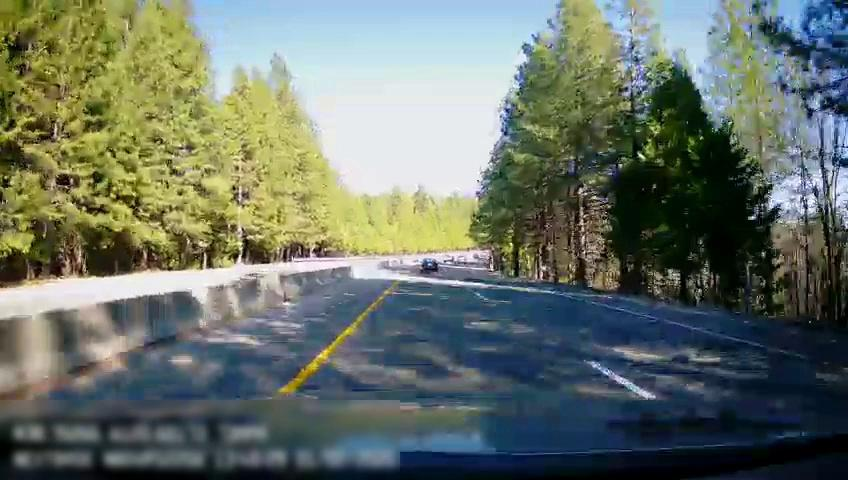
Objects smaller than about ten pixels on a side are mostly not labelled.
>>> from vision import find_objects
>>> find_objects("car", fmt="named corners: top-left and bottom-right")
top-left (419, 258), bottom-right (441, 275)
